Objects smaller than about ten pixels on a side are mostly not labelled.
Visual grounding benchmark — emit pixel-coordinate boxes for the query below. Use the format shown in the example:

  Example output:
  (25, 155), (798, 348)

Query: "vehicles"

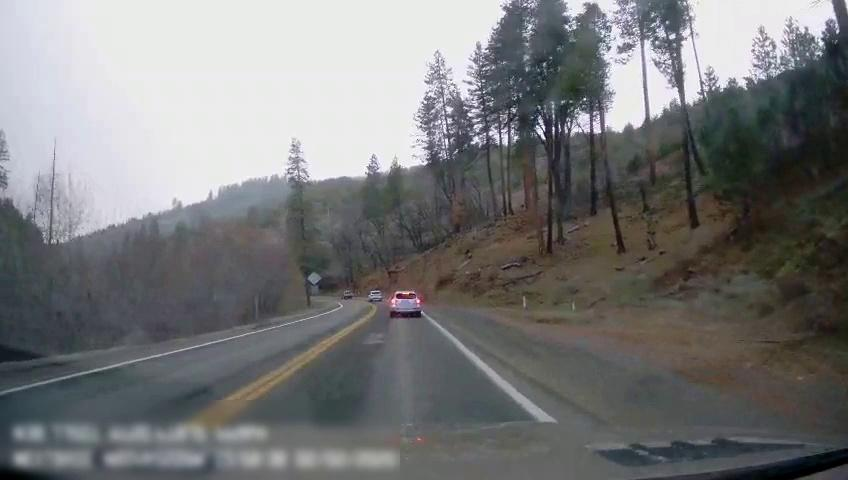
(341, 289), (353, 300)
(389, 291), (421, 318)
(368, 290), (382, 302)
